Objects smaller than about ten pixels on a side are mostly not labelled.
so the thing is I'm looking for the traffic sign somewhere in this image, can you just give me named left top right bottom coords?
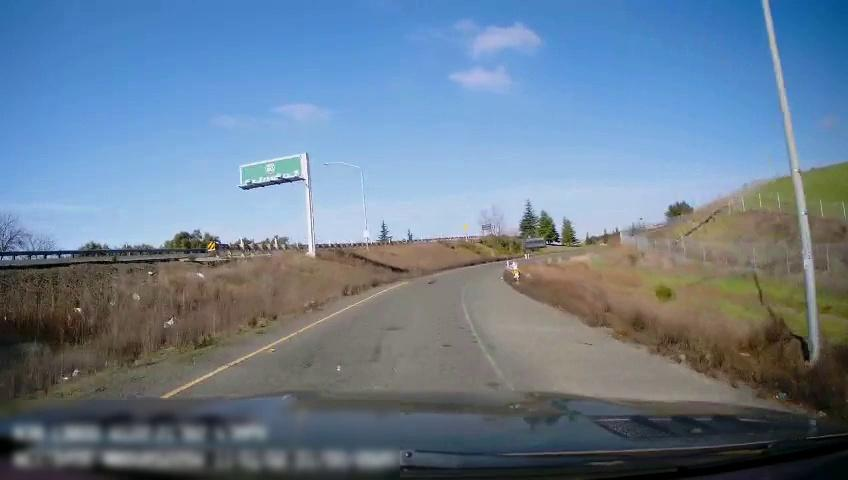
left=238, top=153, right=306, bottom=190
